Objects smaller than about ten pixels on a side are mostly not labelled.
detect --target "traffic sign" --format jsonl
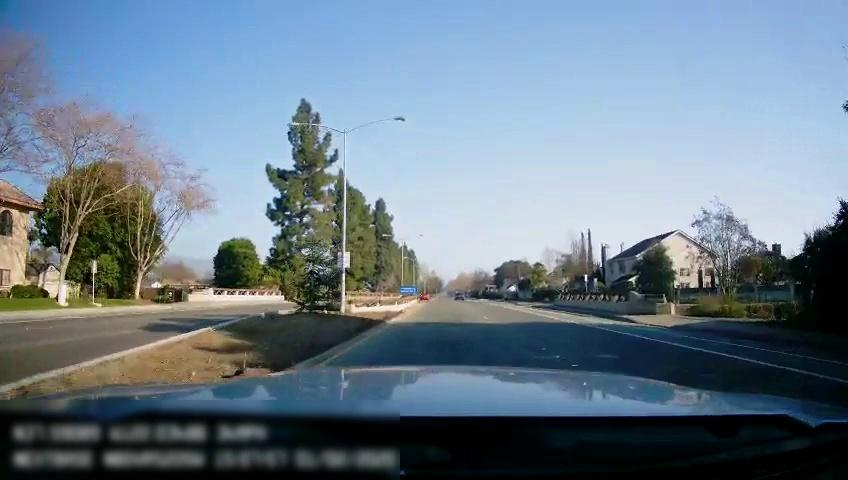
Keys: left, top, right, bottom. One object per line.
{"left": 399, "top": 287, "right": 417, "bottom": 296}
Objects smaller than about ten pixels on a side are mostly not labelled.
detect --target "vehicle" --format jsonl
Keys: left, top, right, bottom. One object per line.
{"left": 454, "top": 290, "right": 466, "bottom": 301}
